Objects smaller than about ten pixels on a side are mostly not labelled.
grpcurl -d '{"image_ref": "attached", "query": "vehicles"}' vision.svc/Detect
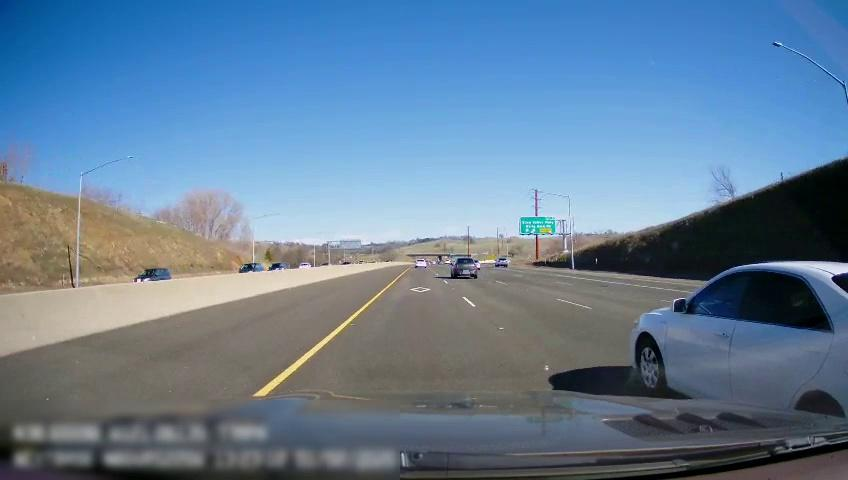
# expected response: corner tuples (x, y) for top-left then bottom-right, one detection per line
(268, 263), (285, 272)
(495, 257), (508, 267)
(629, 262), (848, 417)
(474, 260), (481, 270)
(134, 267), (171, 282)
(450, 258), (478, 279)
(415, 258), (427, 268)
(299, 262), (312, 269)
(239, 263), (264, 274)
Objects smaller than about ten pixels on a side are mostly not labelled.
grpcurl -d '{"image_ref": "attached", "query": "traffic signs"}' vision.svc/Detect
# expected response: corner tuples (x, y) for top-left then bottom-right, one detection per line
(519, 215), (557, 235)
